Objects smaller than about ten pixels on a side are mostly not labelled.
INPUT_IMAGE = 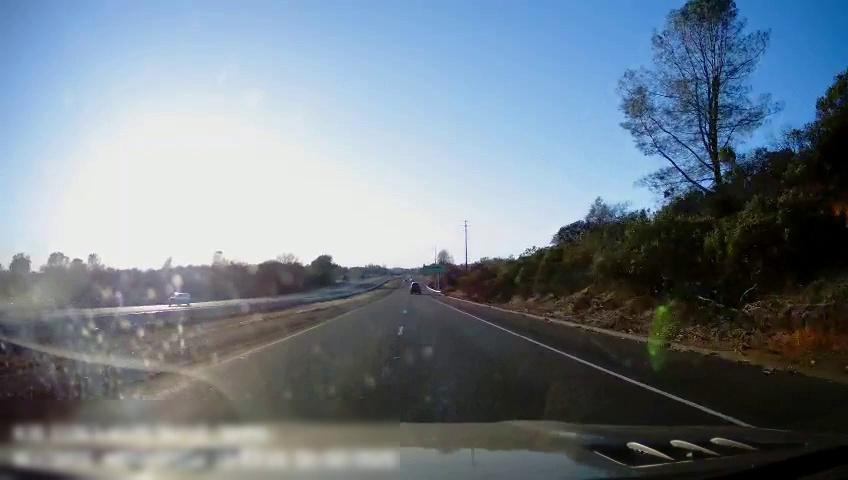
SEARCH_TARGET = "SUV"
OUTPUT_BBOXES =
[168,292,191,306]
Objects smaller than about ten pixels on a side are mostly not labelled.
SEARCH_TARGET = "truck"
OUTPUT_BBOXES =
[410,282,421,294]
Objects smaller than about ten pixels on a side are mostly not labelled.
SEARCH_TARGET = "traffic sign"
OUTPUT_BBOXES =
[423,264,447,273]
